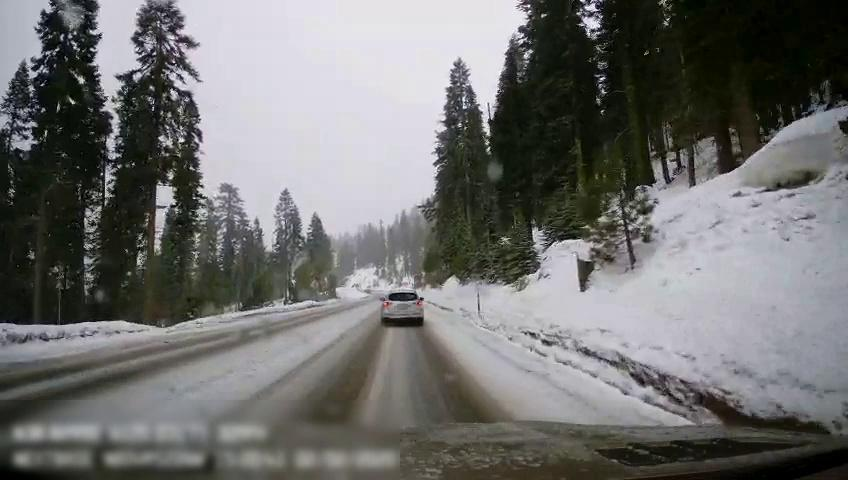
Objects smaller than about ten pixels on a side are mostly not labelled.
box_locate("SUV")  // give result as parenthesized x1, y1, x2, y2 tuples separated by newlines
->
(378, 290, 425, 326)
